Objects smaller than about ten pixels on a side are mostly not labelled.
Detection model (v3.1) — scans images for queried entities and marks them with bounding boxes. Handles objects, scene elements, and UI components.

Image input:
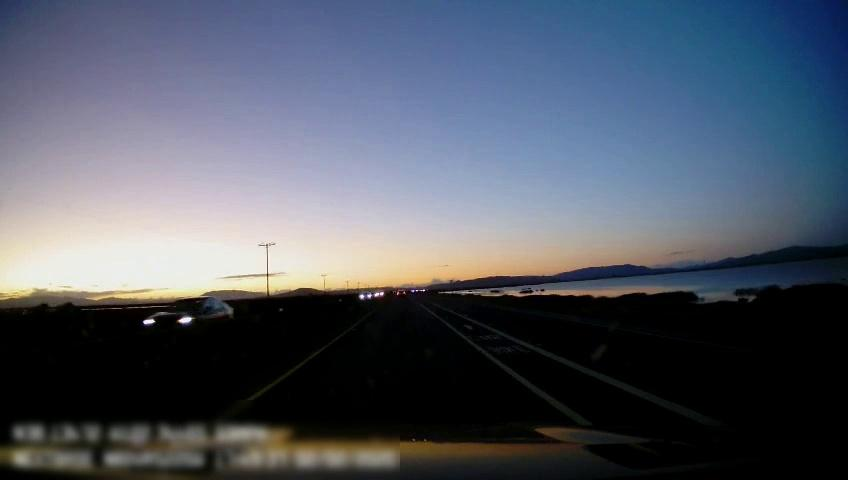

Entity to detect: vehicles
[396,289,407,297]
[374,291,385,298]
[142,295,234,327]
[358,291,373,301]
